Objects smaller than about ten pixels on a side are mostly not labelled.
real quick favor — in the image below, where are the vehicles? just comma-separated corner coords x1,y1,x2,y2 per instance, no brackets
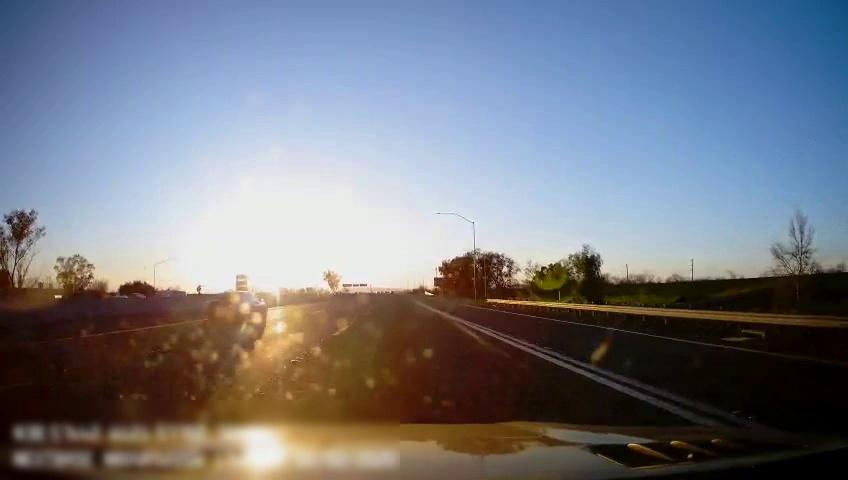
123,293,146,302
206,292,268,323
